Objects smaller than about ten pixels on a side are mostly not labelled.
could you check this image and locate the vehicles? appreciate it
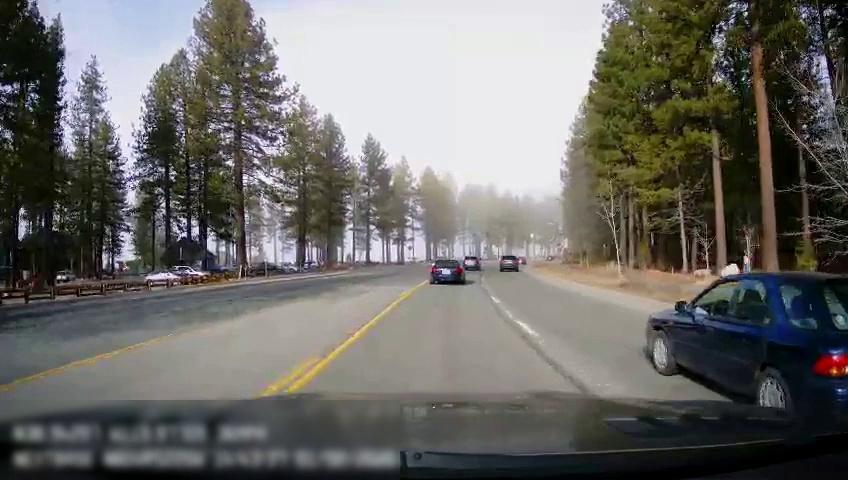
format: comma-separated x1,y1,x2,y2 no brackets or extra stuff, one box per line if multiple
645,269,848,416
464,255,482,270
499,255,521,272
173,266,208,285
55,269,72,283
430,258,465,284
144,270,187,288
